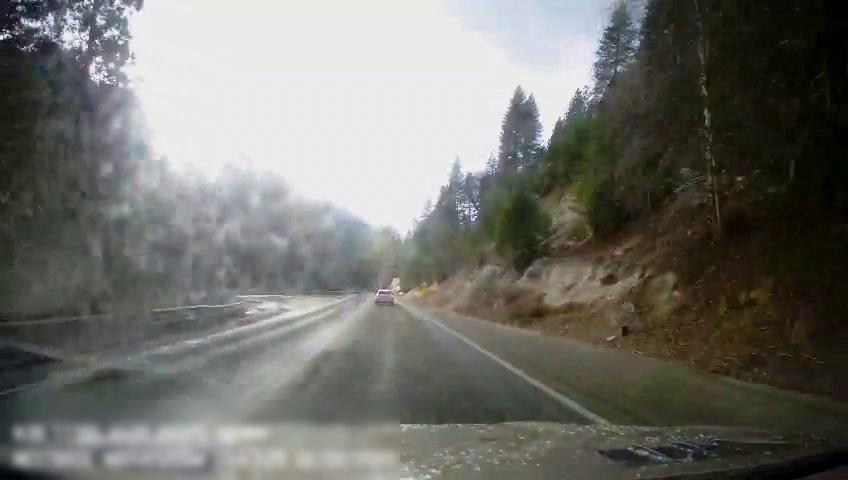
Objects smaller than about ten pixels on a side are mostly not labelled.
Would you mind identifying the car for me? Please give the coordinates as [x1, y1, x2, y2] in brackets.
[375, 289, 394, 306]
